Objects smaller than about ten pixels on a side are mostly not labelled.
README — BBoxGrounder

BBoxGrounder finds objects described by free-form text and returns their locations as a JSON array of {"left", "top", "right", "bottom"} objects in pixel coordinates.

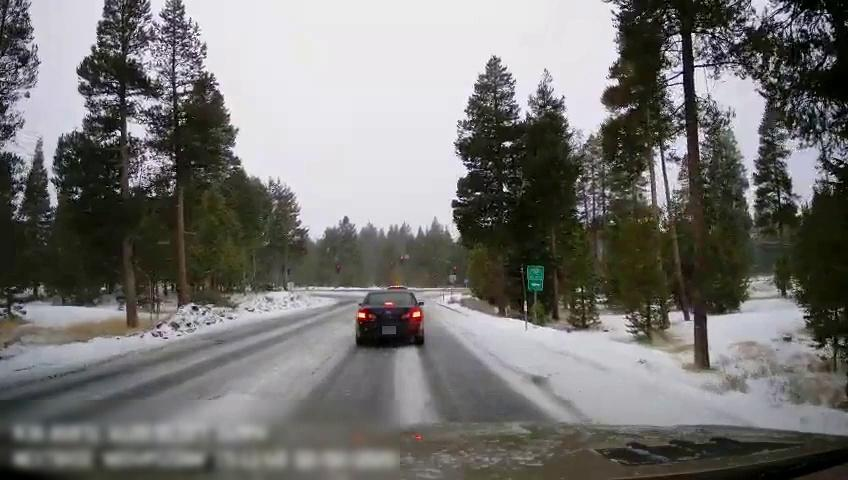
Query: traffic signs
[
  {"left": 528, "top": 280, "right": 543, "bottom": 292},
  {"left": 526, "top": 265, "right": 544, "bottom": 280}
]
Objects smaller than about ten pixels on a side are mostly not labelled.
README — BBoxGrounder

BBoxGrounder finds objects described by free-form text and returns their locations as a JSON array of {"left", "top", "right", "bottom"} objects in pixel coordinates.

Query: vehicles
[
  {"left": 387, "top": 285, "right": 407, "bottom": 291},
  {"left": 355, "top": 290, "right": 425, "bottom": 346}
]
